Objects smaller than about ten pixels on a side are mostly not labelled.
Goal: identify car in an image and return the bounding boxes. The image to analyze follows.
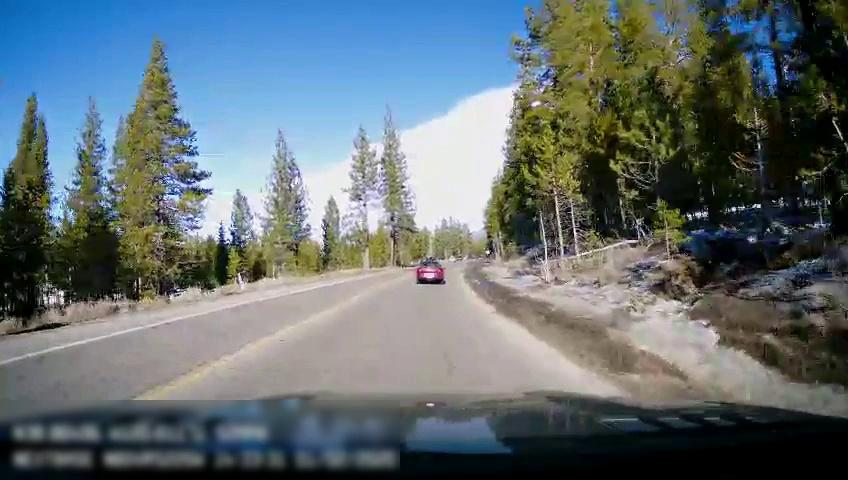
[415,258,447,285]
